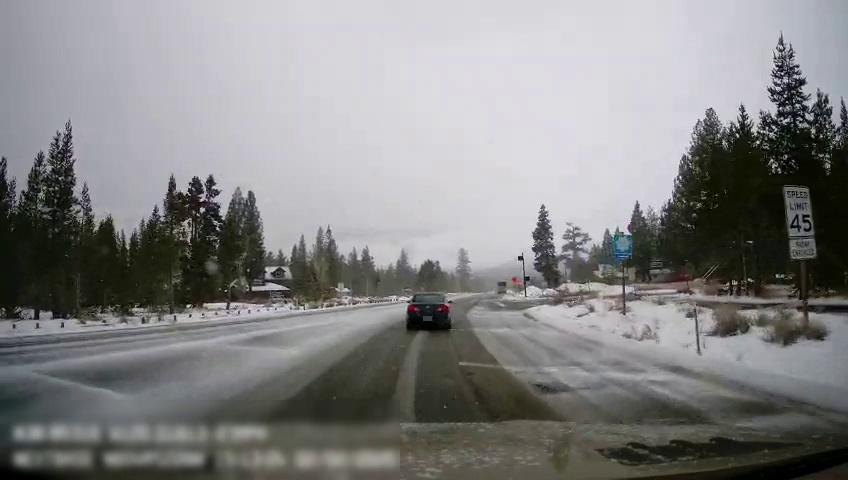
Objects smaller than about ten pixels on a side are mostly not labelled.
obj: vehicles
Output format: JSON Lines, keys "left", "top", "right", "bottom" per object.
{"left": 406, "top": 292, "right": 454, "bottom": 329}
{"left": 497, "top": 281, "right": 507, "bottom": 294}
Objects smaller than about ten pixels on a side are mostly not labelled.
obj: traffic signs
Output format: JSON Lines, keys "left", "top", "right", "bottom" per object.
{"left": 613, "top": 234, "right": 633, "bottom": 261}
{"left": 782, "top": 184, "right": 814, "bottom": 238}
{"left": 789, "top": 239, "right": 817, "bottom": 259}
